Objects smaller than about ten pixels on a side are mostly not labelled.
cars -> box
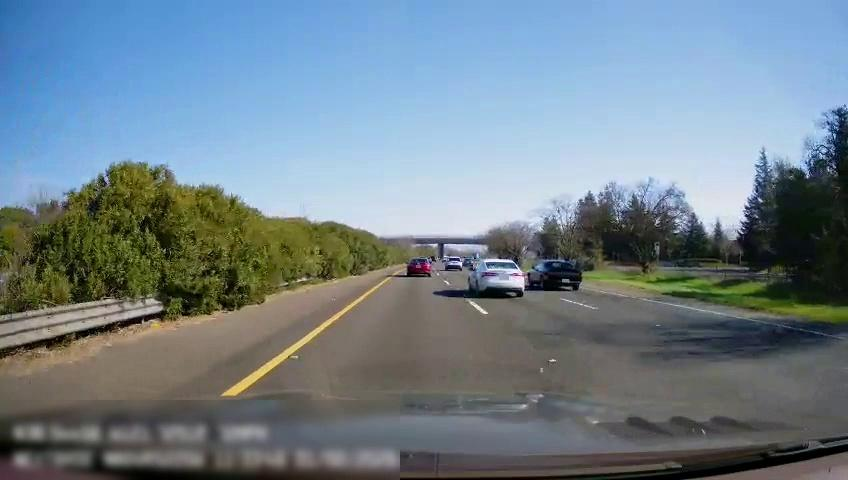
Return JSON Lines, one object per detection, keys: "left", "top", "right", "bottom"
{"left": 466, "top": 257, "right": 526, "bottom": 300}
{"left": 445, "top": 256, "right": 462, "bottom": 271}
{"left": 406, "top": 257, "right": 433, "bottom": 278}
{"left": 526, "top": 258, "right": 583, "bottom": 291}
